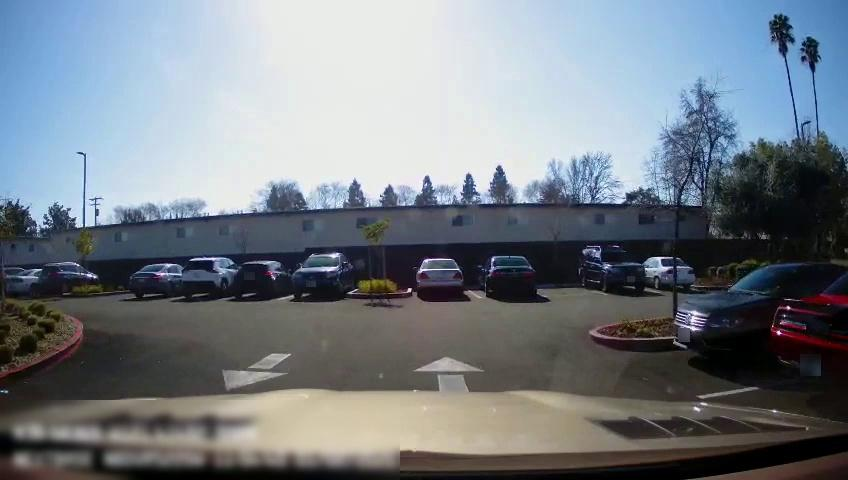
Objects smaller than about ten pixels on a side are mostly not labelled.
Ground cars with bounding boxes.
[479,256,537,298]
[672,259,848,364]
[6,268,42,295]
[643,256,696,290]
[765,272,848,384]
[129,264,185,299]
[416,258,464,300]
[233,261,295,300]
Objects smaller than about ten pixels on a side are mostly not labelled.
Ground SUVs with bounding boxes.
[577,243,647,294]
[0,260,9,298]
[293,252,354,299]
[180,257,241,300]
[39,262,100,296]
